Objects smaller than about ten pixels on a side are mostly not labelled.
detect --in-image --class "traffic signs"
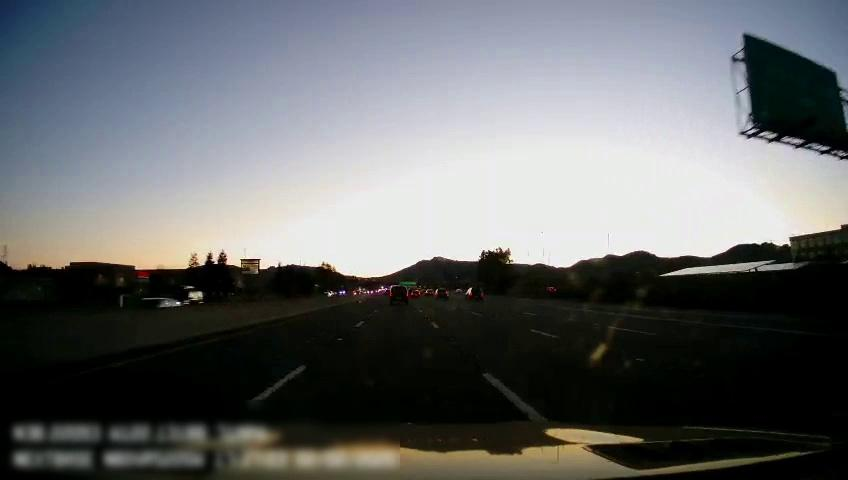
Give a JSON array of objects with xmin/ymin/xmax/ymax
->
[{"xmin": 742, "ymin": 32, "xmax": 848, "ymax": 156}]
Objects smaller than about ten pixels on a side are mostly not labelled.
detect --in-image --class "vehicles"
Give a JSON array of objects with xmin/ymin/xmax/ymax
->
[
  {"xmin": 545, "ymin": 286, "xmax": 557, "ymax": 296},
  {"xmin": 388, "ymin": 284, "xmax": 410, "ymax": 306},
  {"xmin": 140, "ymin": 297, "xmax": 181, "ymax": 308},
  {"xmin": 177, "ymin": 290, "xmax": 204, "ymax": 305},
  {"xmin": 464, "ymin": 286, "xmax": 485, "ymax": 300},
  {"xmin": 435, "ymin": 287, "xmax": 449, "ymax": 299},
  {"xmin": 425, "ymin": 288, "xmax": 435, "ymax": 297},
  {"xmin": 410, "ymin": 289, "xmax": 421, "ymax": 298}
]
